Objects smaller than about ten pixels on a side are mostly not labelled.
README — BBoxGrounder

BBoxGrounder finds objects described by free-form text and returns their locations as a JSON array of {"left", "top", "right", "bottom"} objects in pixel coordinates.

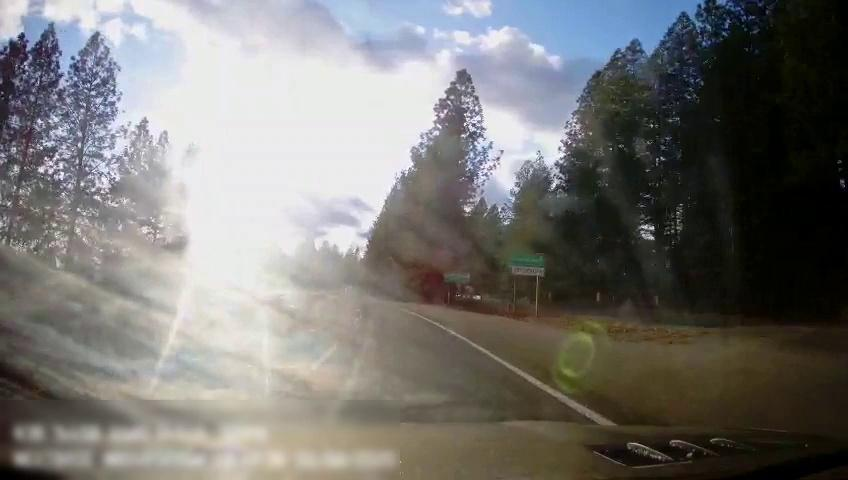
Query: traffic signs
[
  {"left": 510, "top": 253, "right": 546, "bottom": 277},
  {"left": 444, "top": 270, "right": 471, "bottom": 285}
]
